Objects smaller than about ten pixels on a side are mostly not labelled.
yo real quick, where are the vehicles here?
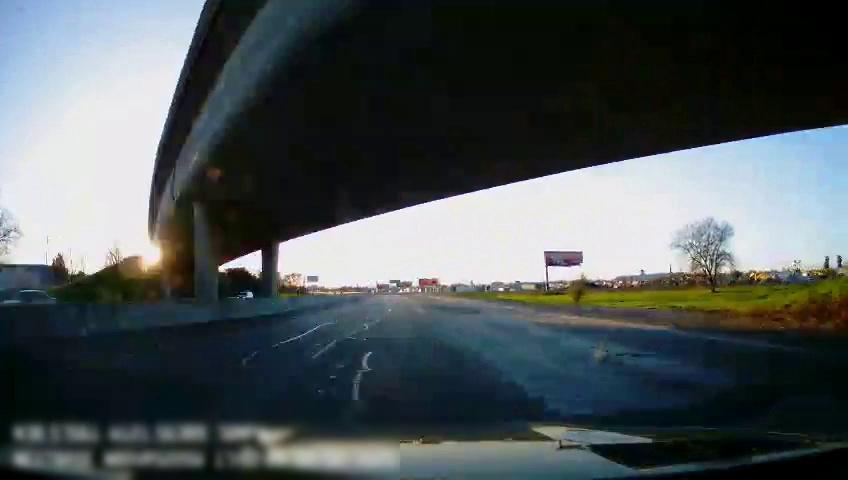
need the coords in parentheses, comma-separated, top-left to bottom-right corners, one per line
(0, 290, 57, 308)
(236, 291, 254, 300)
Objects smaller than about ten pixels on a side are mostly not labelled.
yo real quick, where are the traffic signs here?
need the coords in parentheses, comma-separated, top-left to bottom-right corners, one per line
(390, 279, 401, 283)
